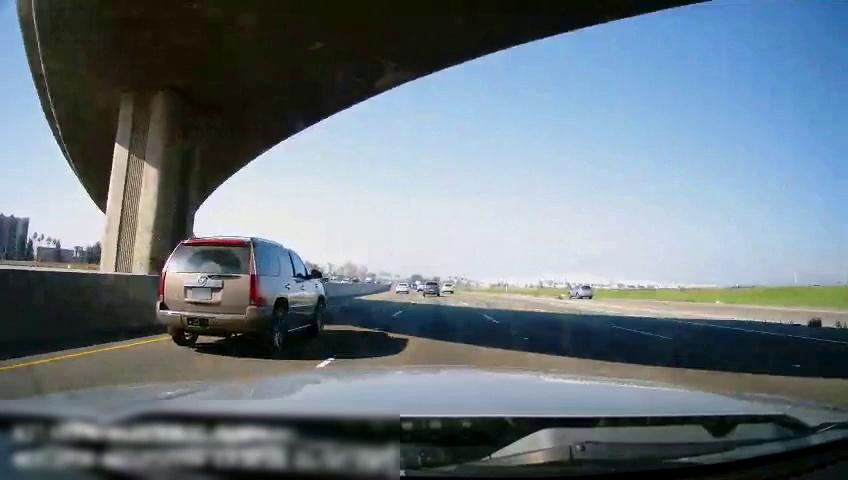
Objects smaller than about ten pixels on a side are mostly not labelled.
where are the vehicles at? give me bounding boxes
[441,283,454,294]
[568,285,593,300]
[395,282,410,295]
[155,234,329,356]
[423,281,441,297]
[416,282,427,293]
